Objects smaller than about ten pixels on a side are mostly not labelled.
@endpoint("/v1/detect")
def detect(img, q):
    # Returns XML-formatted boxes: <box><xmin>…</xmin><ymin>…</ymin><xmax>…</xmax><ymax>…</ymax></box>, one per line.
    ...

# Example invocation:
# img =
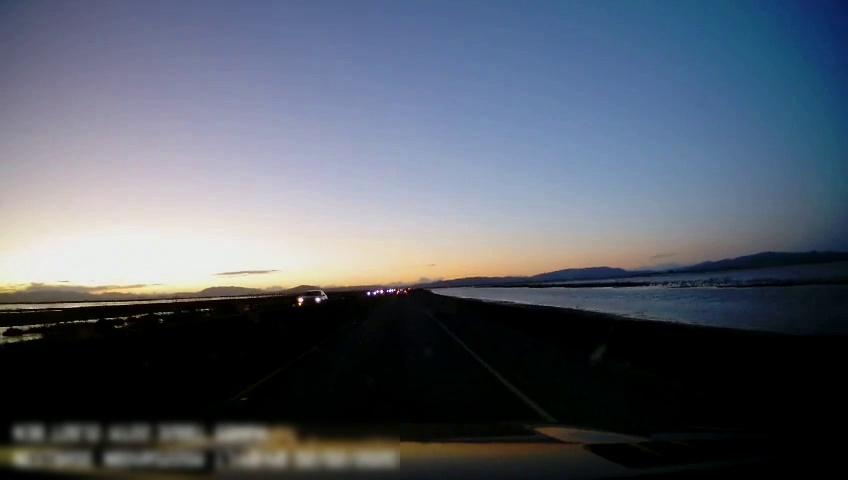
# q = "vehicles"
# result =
<box><xmin>396</xmin><ymin>287</ymin><xmax>408</xmax><ymax>296</ymax></box>
<box><xmin>366</xmin><ymin>290</ymin><xmax>379</xmax><ymax>297</ymax></box>
<box><xmin>296</xmin><ymin>289</ymin><xmax>329</xmax><ymax>308</ymax></box>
